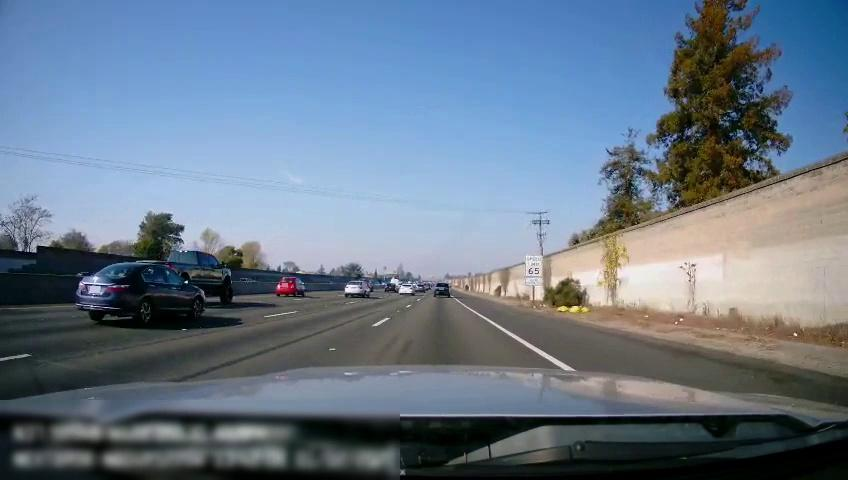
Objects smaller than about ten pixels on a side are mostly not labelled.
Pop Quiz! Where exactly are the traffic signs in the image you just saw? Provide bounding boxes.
[524,256,544,287]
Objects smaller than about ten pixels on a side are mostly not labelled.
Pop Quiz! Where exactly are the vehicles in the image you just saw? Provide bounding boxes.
[344,280,371,299]
[398,282,416,297]
[276,276,305,298]
[75,262,207,329]
[432,283,451,298]
[127,250,234,311]
[352,279,374,293]
[384,282,399,293]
